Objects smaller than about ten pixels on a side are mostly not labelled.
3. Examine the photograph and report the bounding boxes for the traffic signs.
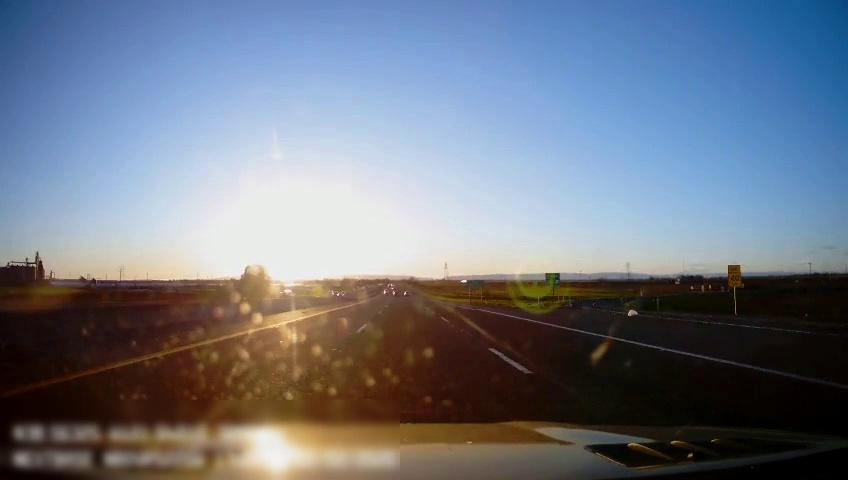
[467,279,484,289]
[544,273,560,286]
[728,264,743,289]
